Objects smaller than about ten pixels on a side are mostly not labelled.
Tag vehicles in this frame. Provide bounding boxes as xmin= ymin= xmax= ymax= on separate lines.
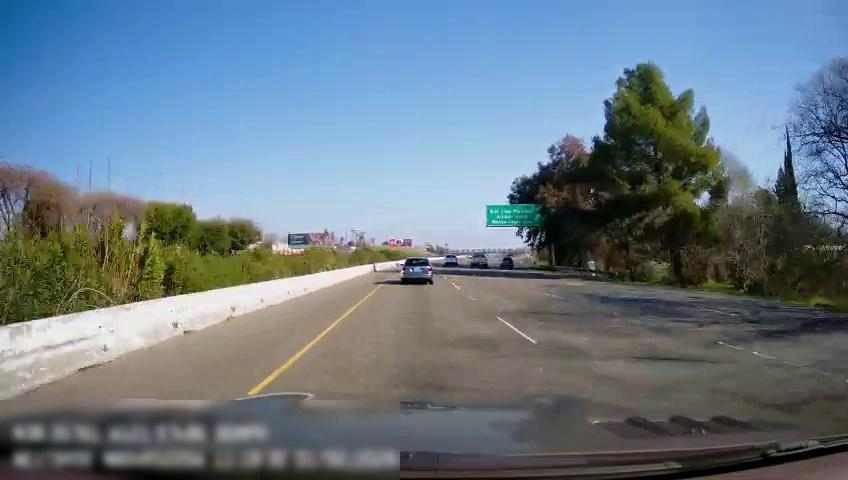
xmin=471 ymin=254 xmax=488 ymax=268
xmin=399 ymin=258 xmax=433 ymax=285
xmin=500 ymin=257 xmax=514 ymax=268
xmin=443 ymin=254 xmax=458 ymax=267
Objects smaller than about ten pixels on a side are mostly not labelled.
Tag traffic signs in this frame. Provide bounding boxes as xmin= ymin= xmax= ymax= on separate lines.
xmin=485 ymin=203 xmax=544 ymax=227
